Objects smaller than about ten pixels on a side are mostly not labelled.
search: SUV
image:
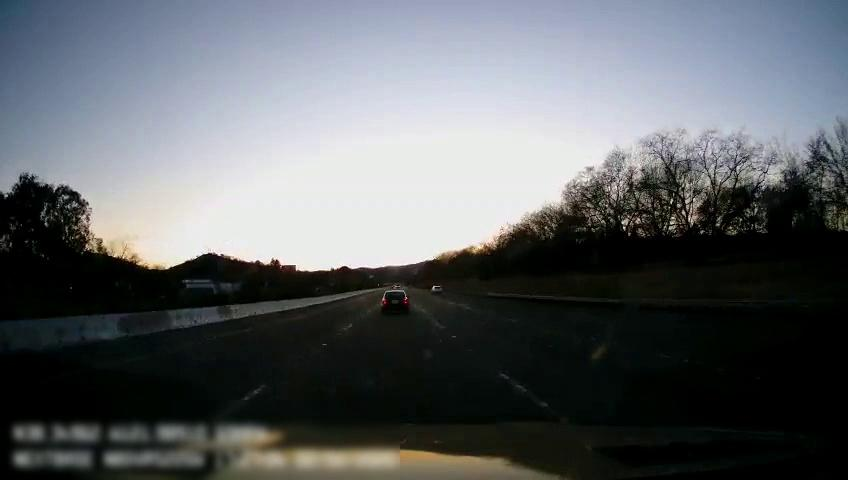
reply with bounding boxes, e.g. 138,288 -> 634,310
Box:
431,285 -> 443,294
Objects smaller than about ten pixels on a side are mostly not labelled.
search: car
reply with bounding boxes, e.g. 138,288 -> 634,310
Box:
381,290 -> 408,313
